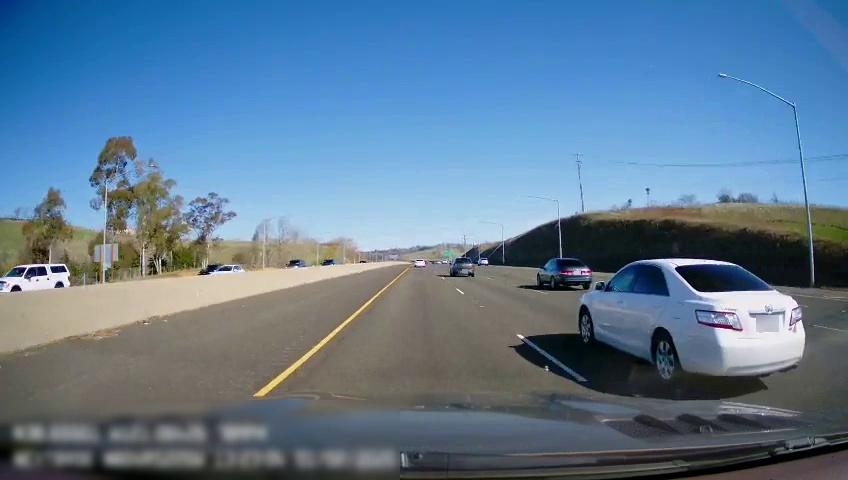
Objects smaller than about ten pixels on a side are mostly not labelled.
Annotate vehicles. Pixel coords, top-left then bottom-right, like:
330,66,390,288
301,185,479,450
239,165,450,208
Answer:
477,257,489,266
210,264,241,274
0,263,72,292
199,263,221,275
536,258,593,290
577,259,806,384
286,259,305,268
413,258,425,268
321,259,337,266
450,257,474,277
